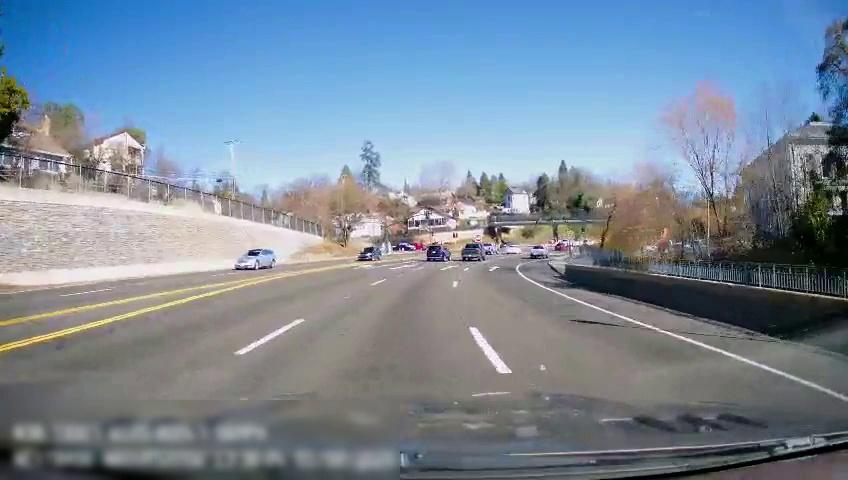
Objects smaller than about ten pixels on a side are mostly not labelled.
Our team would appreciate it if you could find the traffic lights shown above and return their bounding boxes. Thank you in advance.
[448,208,455,222]
[425,208,431,220]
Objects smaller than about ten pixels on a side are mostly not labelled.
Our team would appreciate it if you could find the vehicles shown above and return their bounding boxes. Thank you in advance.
[233,247,282,271]
[389,244,412,252]
[461,243,485,262]
[530,245,549,259]
[407,240,427,250]
[426,246,450,262]
[482,243,498,255]
[357,247,385,261]
[399,243,417,251]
